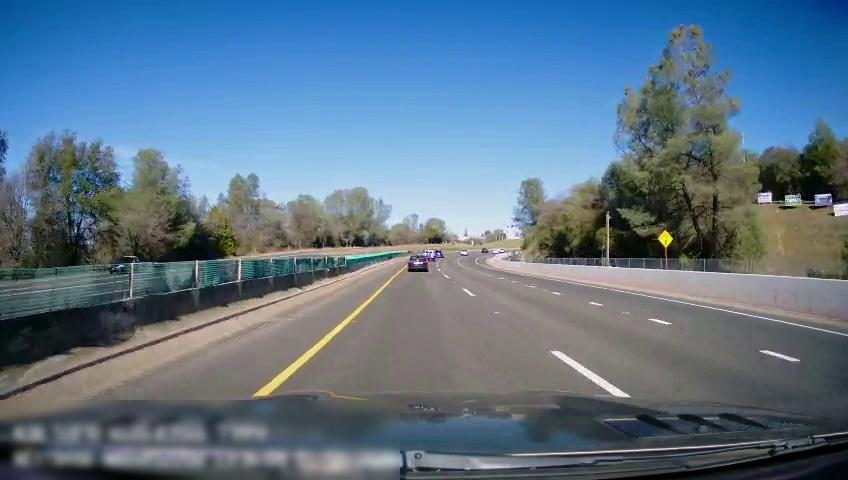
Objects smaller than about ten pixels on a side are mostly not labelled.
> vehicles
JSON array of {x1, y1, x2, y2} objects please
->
[
  {"x1": 406, "y1": 255, "x2": 428, "y2": 273},
  {"x1": 424, "y1": 250, "x2": 435, "y2": 262},
  {"x1": 108, "y1": 255, "x2": 140, "y2": 275},
  {"x1": 434, "y1": 250, "x2": 445, "y2": 259}
]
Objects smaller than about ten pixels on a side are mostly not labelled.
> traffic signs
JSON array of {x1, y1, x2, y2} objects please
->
[{"x1": 659, "y1": 229, "x2": 673, "y2": 247}]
